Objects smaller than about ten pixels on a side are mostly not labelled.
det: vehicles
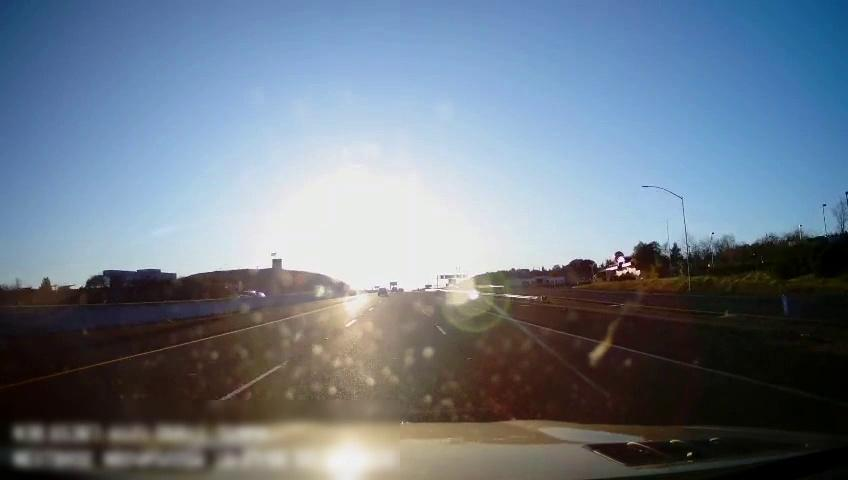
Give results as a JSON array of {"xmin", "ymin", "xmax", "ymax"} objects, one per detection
[
  {"xmin": 377, "ymin": 287, "xmax": 388, "ymax": 296},
  {"xmin": 237, "ymin": 290, "xmax": 256, "ymax": 298}
]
